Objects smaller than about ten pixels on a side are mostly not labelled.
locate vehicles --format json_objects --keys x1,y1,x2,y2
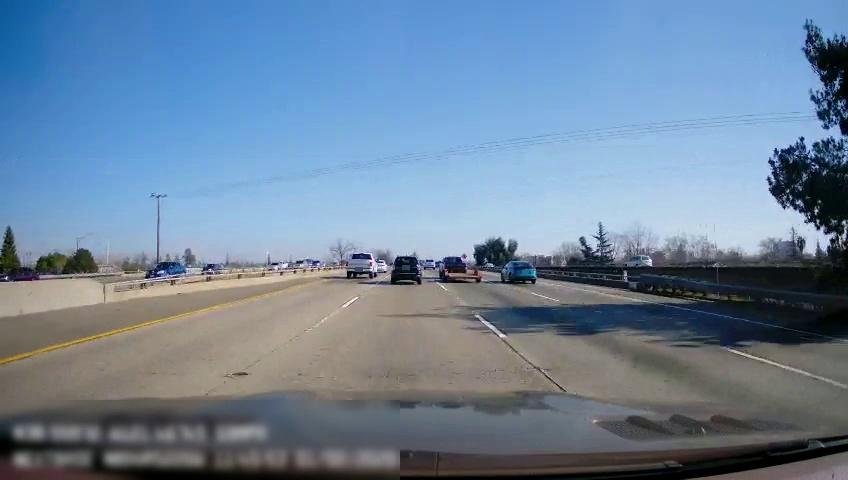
[
  {"x1": 623, "y1": 255, "x2": 653, "y2": 267},
  {"x1": 345, "y1": 251, "x2": 379, "y2": 279},
  {"x1": 0, "y1": 266, "x2": 41, "y2": 283},
  {"x1": 201, "y1": 263, "x2": 225, "y2": 276},
  {"x1": 440, "y1": 267, "x2": 482, "y2": 284},
  {"x1": 439, "y1": 256, "x2": 467, "y2": 279},
  {"x1": 372, "y1": 259, "x2": 388, "y2": 273},
  {"x1": 389, "y1": 255, "x2": 422, "y2": 285},
  {"x1": 500, "y1": 260, "x2": 537, "y2": 285},
  {"x1": 145, "y1": 261, "x2": 187, "y2": 280},
  {"x1": 422, "y1": 258, "x2": 436, "y2": 271}
]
